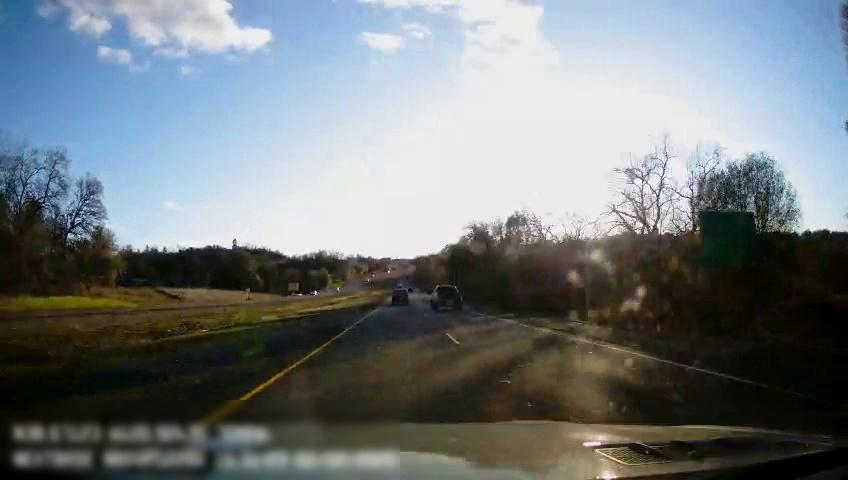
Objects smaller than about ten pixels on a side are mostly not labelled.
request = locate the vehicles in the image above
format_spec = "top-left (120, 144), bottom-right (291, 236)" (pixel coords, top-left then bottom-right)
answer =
top-left (430, 284), bottom-right (464, 312)
top-left (392, 288), bottom-right (409, 305)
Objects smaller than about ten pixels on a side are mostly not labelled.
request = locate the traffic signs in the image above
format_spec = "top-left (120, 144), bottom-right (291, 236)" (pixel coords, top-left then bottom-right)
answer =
top-left (698, 210), bottom-right (761, 265)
